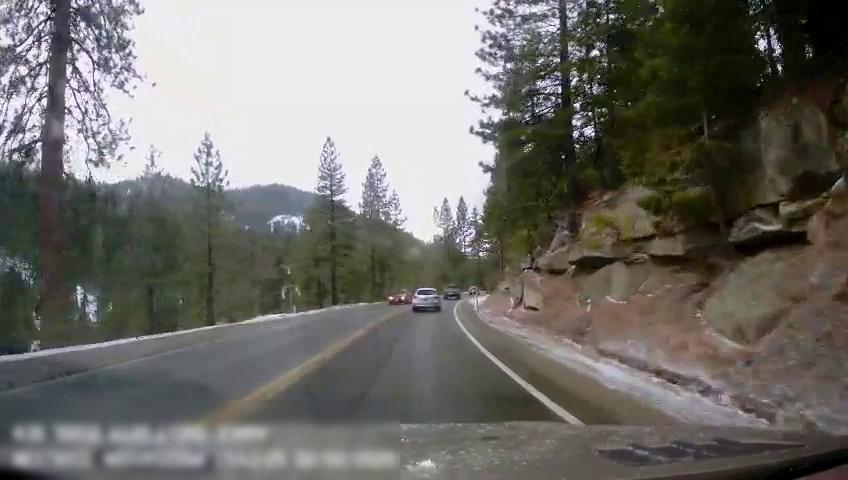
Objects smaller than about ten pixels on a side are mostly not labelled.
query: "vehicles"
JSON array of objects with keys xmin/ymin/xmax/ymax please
[
  {"xmin": 443, "ymin": 284, "xmax": 462, "ymax": 300},
  {"xmin": 469, "ymin": 285, "xmax": 480, "ymax": 295},
  {"xmin": 412, "ymin": 287, "xmax": 441, "ymax": 313},
  {"xmin": 387, "ymin": 286, "xmax": 411, "ymax": 305}
]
